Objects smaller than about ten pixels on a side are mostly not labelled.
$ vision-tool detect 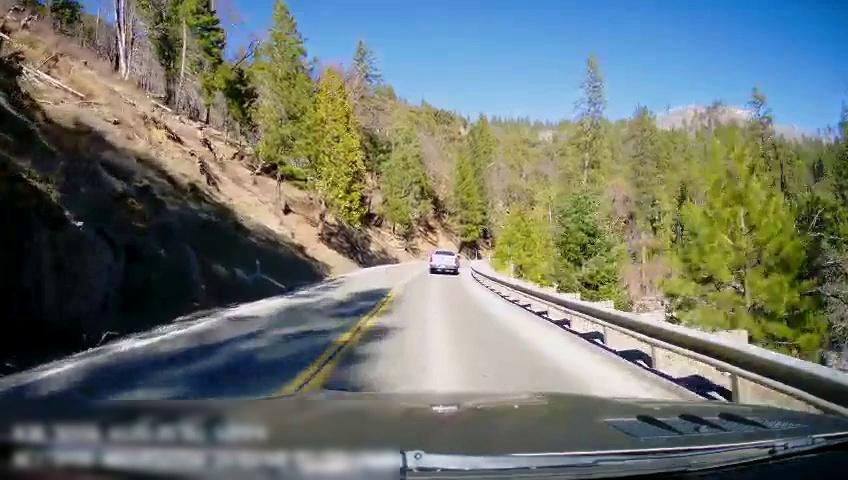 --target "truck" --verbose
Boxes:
[430,249,459,274]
